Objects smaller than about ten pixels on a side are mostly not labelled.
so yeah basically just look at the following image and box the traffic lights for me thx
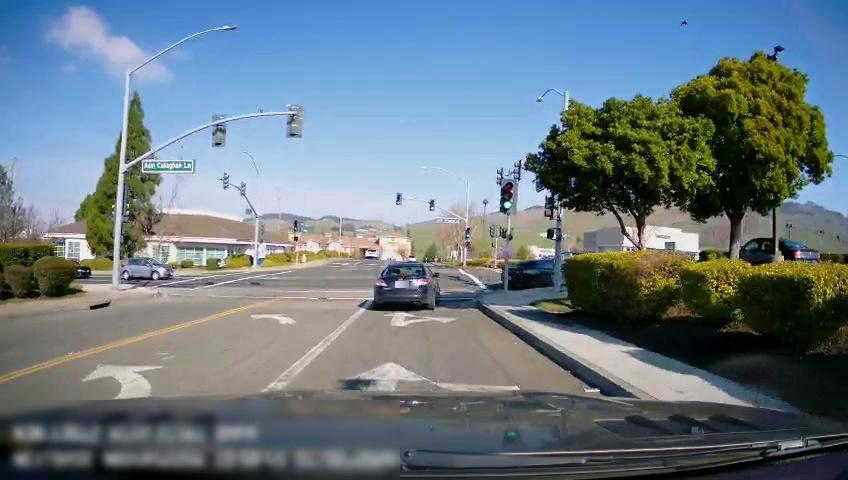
[487,223,497,241]
[463,226,472,241]
[110,202,117,216]
[499,177,517,217]
[239,182,248,197]
[223,171,231,190]
[120,185,137,225]
[510,158,523,182]
[499,224,509,240]
[428,198,436,212]
[543,193,556,220]
[214,115,226,146]
[125,201,131,216]
[495,168,505,187]
[546,226,555,240]
[395,192,402,206]
[286,102,301,138]
[292,218,299,233]
[119,231,128,247]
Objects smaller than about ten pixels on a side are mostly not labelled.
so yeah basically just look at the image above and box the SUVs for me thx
[365,247,379,260]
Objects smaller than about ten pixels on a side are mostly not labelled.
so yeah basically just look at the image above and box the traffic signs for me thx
[534,178,546,193]
[140,158,195,175]
[439,216,460,225]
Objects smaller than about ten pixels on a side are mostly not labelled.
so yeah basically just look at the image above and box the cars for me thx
[738,236,821,268]
[373,261,441,310]
[121,256,174,281]
[70,263,93,279]
[501,259,567,290]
